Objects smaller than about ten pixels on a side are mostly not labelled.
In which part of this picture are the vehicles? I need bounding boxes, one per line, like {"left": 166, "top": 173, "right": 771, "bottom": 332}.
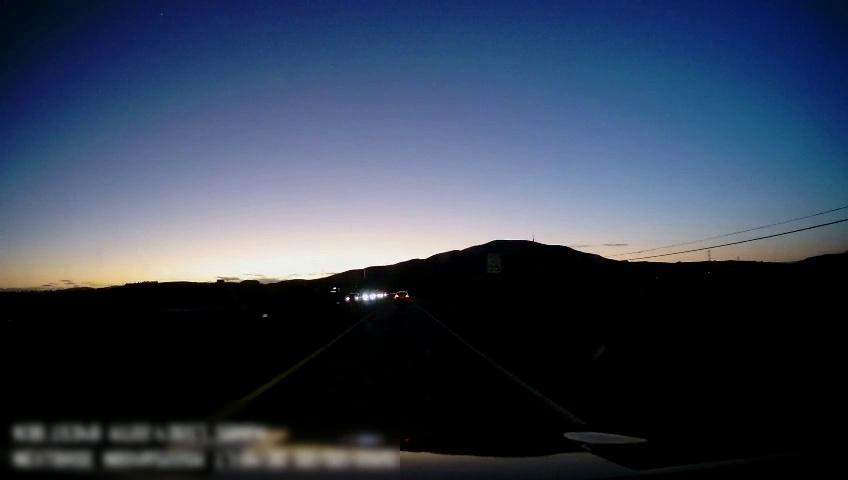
{"left": 344, "top": 292, "right": 363, "bottom": 305}
{"left": 394, "top": 291, "right": 410, "bottom": 305}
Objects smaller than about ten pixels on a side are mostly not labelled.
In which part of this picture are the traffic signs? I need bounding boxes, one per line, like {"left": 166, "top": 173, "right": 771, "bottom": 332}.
{"left": 486, "top": 252, "right": 502, "bottom": 274}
